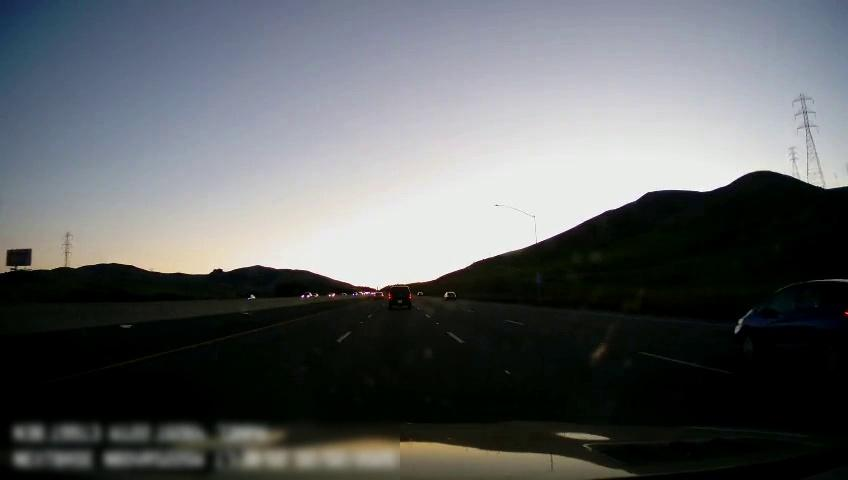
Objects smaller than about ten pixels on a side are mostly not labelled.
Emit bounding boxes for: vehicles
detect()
[300,292,313,299]
[388,286,412,308]
[374,292,385,300]
[444,291,456,300]
[240,294,256,301]
[732,278,848,378]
